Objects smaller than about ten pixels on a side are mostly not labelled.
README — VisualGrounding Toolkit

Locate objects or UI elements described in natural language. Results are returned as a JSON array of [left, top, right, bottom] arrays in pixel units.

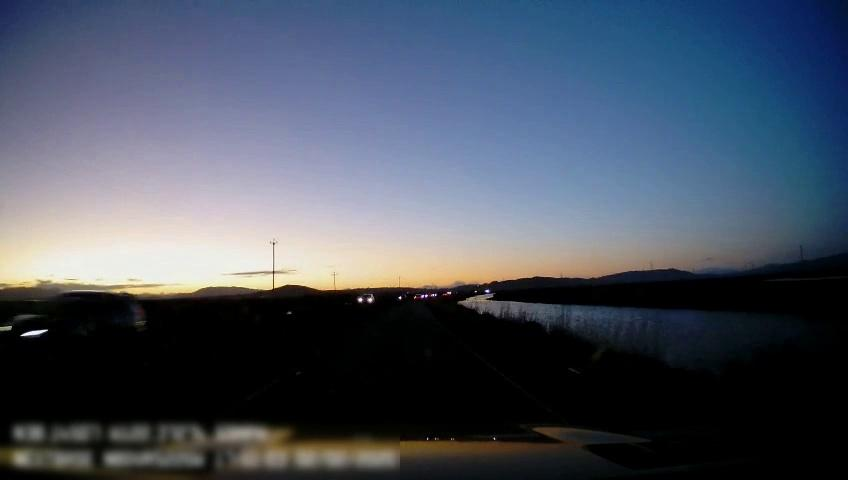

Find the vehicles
[[357, 293, 375, 304], [0, 290, 147, 361]]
